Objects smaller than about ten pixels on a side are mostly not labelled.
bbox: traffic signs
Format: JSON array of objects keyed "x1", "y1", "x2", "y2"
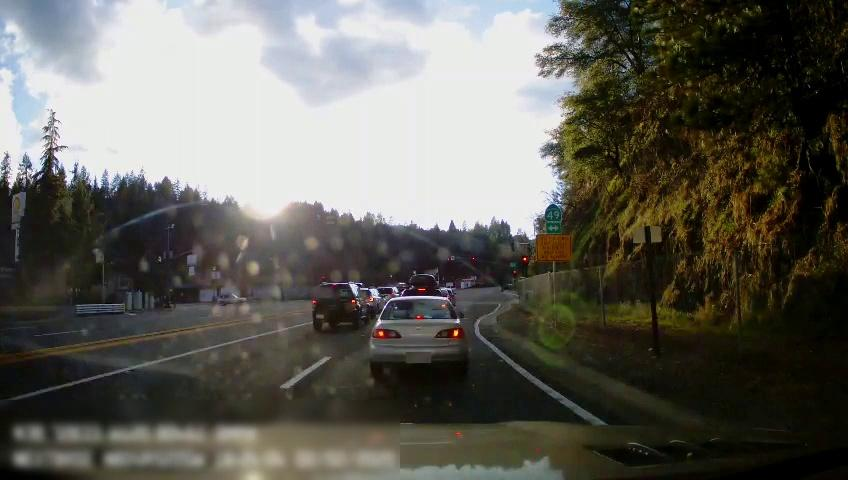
[
  {"x1": 535, "y1": 234, "x2": 572, "y2": 262},
  {"x1": 543, "y1": 221, "x2": 562, "y2": 234},
  {"x1": 544, "y1": 203, "x2": 562, "y2": 221}
]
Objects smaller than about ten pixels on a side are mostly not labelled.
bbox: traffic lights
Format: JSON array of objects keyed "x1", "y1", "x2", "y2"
[{"x1": 520, "y1": 255, "x2": 528, "y2": 272}]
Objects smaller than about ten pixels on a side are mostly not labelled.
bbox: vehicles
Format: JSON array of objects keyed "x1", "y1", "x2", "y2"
[
  {"x1": 311, "y1": 281, "x2": 372, "y2": 331},
  {"x1": 370, "y1": 296, "x2": 467, "y2": 374},
  {"x1": 404, "y1": 274, "x2": 443, "y2": 297},
  {"x1": 216, "y1": 290, "x2": 246, "y2": 306},
  {"x1": 360, "y1": 287, "x2": 388, "y2": 318},
  {"x1": 441, "y1": 288, "x2": 457, "y2": 304}
]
